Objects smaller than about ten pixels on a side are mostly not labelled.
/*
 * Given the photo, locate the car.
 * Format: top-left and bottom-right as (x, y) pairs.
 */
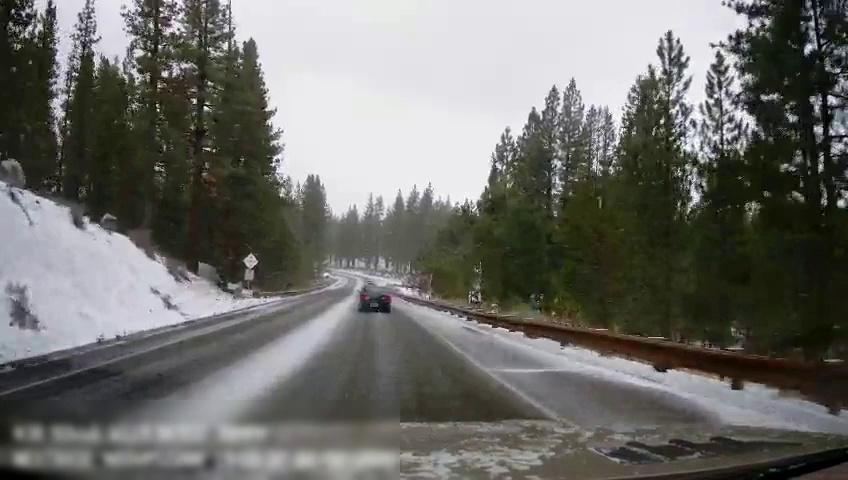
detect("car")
(358, 285), (392, 313)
